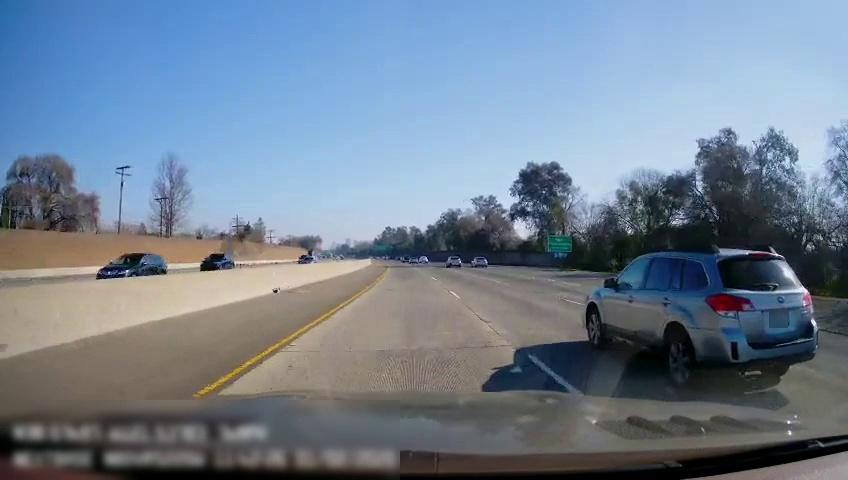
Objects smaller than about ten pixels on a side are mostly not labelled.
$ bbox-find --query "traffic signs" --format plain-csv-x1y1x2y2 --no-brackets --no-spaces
553,252,568,258
545,235,573,253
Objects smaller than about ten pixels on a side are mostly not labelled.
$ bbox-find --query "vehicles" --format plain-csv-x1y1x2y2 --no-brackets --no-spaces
304,257,320,265
585,245,821,388
296,254,309,265
96,252,169,280
446,256,462,268
471,256,488,268
200,254,236,271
